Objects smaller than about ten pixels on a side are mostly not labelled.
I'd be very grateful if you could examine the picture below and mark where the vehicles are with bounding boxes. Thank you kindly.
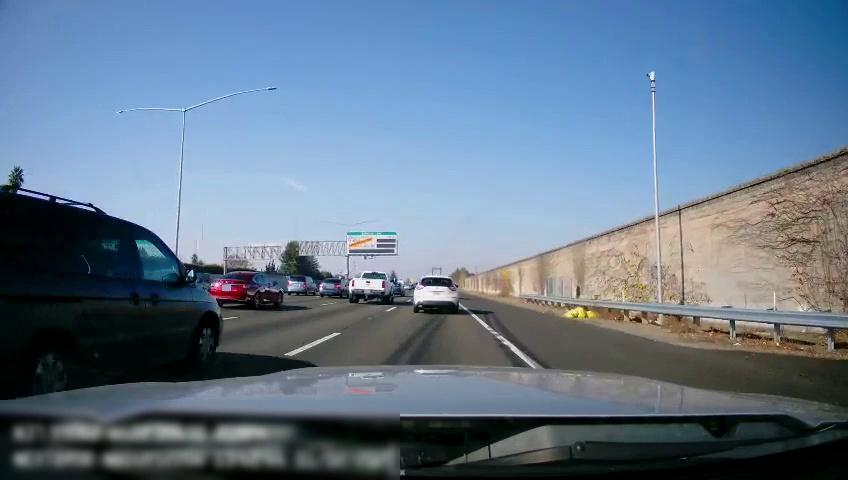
[287,276,317,296]
[413,276,459,313]
[208,272,284,310]
[393,282,405,297]
[319,279,350,298]
[0,184,224,403]
[349,271,396,305]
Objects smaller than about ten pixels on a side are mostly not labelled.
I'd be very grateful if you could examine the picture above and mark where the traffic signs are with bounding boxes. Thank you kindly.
[346,231,399,255]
